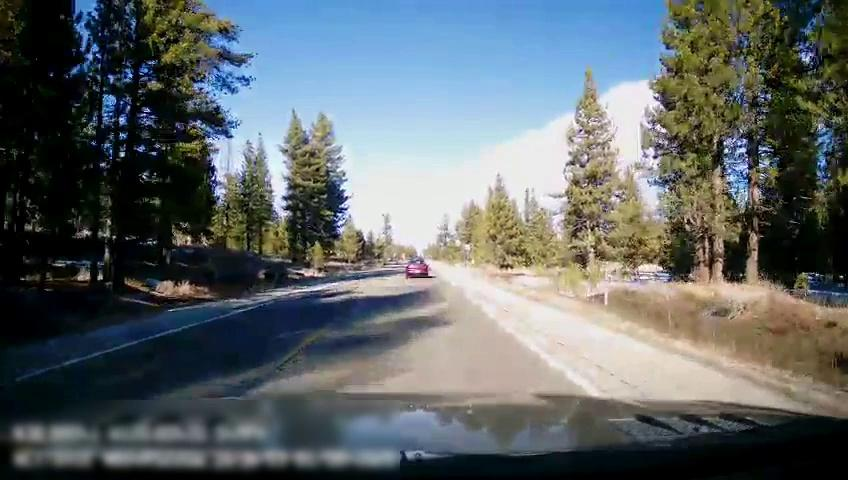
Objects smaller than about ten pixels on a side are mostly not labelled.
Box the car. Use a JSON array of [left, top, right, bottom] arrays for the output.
[[405, 260, 429, 279]]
